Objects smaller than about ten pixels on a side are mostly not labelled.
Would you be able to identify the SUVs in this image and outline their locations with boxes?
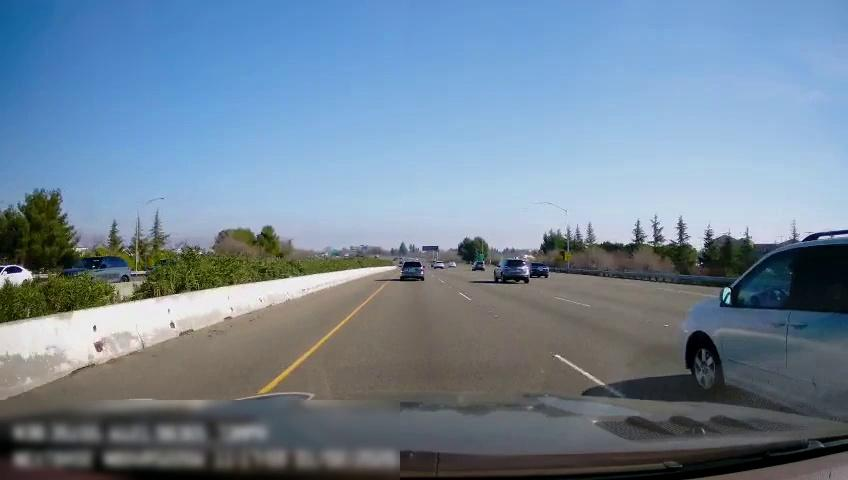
[59,256,132,283]
[472,261,486,271]
[493,258,530,285]
[434,260,444,269]
[399,261,426,282]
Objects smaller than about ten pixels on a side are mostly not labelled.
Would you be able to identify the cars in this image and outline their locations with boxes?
[529,262,549,279]
[0,265,32,288]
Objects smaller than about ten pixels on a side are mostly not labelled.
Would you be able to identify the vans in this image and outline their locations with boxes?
[678,236,848,424]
